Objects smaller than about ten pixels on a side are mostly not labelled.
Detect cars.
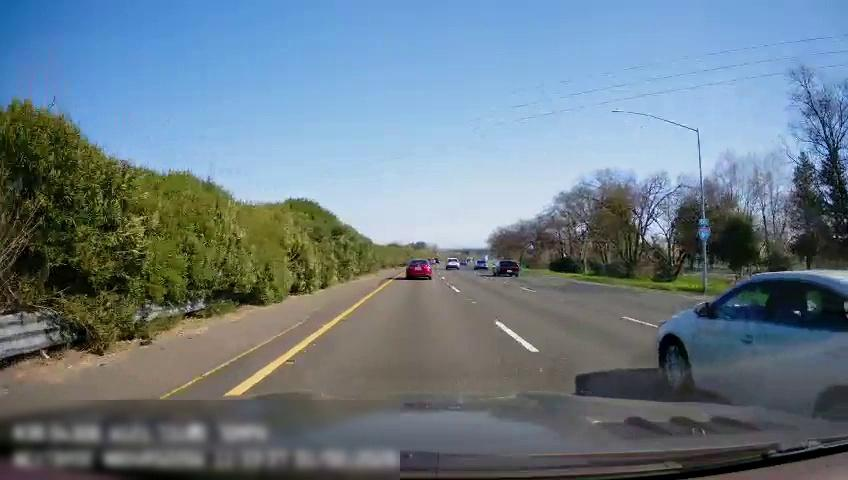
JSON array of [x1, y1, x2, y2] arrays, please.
[[445, 256, 461, 271], [654, 269, 848, 421], [404, 258, 432, 281], [492, 258, 520, 278]]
